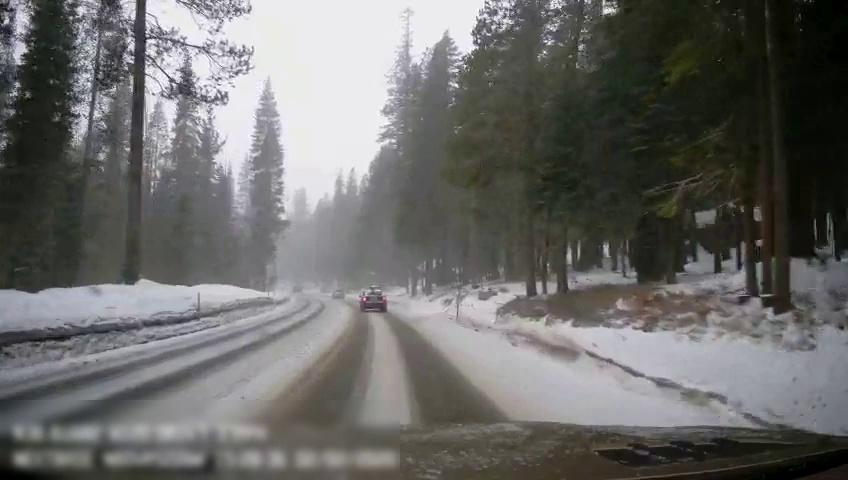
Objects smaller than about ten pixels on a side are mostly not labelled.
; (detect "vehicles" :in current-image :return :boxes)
[291,283,304,293]
[358,287,388,313]
[331,289,345,300]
